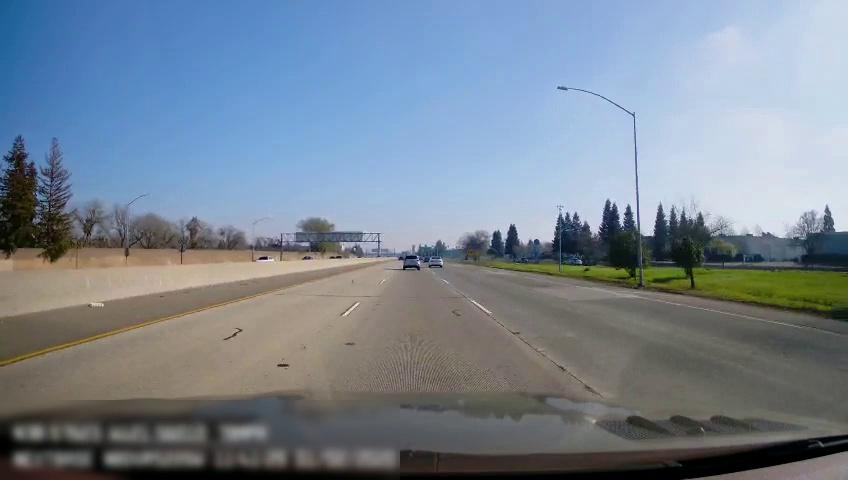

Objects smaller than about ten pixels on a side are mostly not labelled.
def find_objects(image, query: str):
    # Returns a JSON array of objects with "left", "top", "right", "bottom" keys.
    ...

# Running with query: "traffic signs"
[
  {"left": 327, "top": 231, "right": 364, "bottom": 243},
  {"left": 294, "top": 231, "right": 319, "bottom": 243}
]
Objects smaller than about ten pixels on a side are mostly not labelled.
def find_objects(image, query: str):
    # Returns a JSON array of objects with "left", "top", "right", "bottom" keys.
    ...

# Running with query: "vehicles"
[
  {"left": 255, "top": 255, "right": 275, "bottom": 263},
  {"left": 403, "top": 255, "right": 420, "bottom": 270},
  {"left": 302, "top": 255, "right": 313, "bottom": 261},
  {"left": 428, "top": 256, "right": 443, "bottom": 268}
]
